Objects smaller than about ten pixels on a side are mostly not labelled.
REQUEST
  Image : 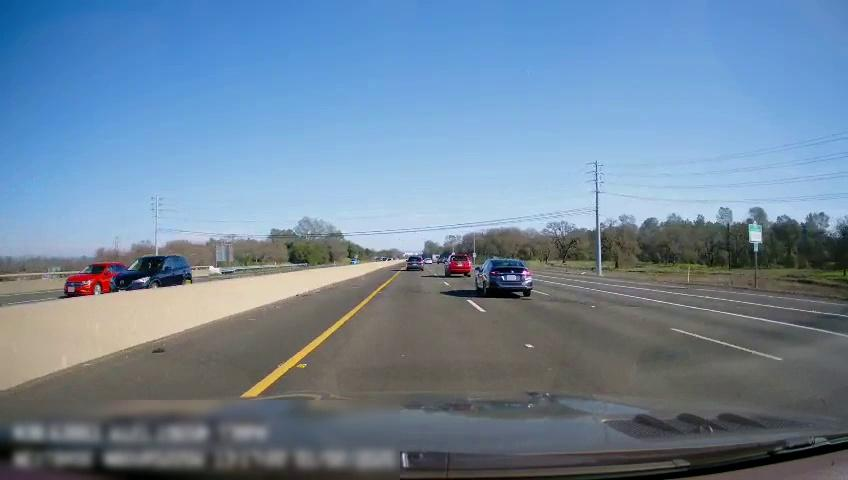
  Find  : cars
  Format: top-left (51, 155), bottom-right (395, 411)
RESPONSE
top-left (474, 259), bottom-right (532, 297)
top-left (63, 261), bottom-right (134, 297)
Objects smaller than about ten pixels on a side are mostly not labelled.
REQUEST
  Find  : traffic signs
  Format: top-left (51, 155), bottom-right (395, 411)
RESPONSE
top-left (217, 244), bottom-right (235, 261)
top-left (748, 223), bottom-right (763, 243)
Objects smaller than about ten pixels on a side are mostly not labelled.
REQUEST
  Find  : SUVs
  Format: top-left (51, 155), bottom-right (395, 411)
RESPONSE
top-left (406, 256), bottom-right (424, 271)
top-left (110, 255), bottom-right (194, 293)
top-left (444, 254), bottom-right (472, 277)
